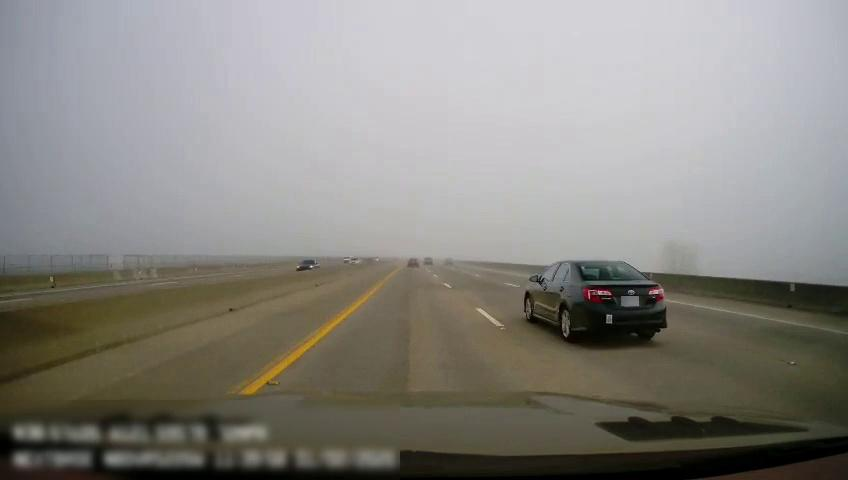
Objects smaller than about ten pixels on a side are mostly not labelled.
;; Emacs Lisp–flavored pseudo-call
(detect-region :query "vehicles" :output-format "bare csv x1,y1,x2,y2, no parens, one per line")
443,257,454,265
348,257,361,266
422,256,434,266
522,258,669,342
406,257,420,268
295,259,321,273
